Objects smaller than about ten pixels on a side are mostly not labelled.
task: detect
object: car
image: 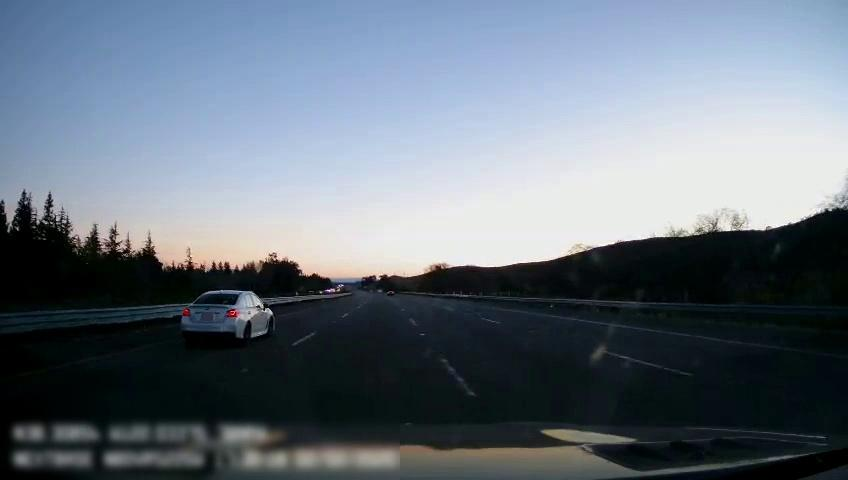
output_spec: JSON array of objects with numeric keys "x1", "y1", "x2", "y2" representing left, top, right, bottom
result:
[{"x1": 180, "y1": 290, "x2": 275, "y2": 350}]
